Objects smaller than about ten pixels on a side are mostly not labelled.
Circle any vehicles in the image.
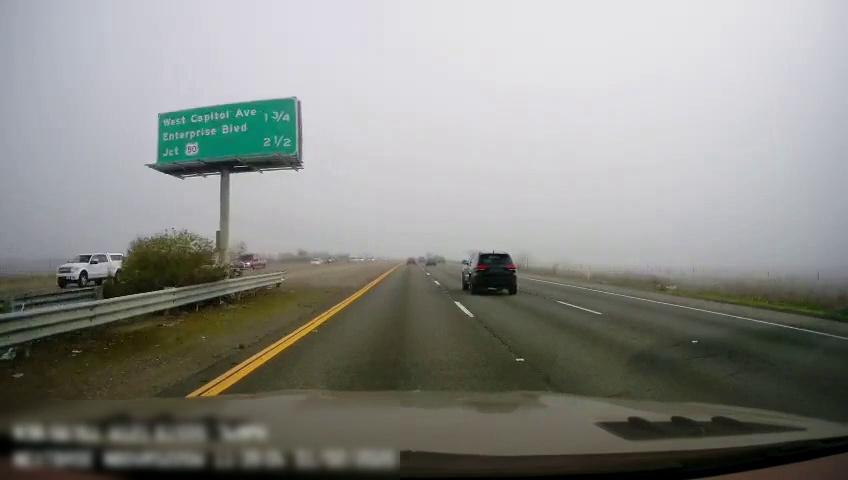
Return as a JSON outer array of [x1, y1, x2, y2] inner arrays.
[[309, 257, 324, 265], [425, 258, 437, 267], [229, 253, 269, 273], [325, 255, 338, 265], [406, 257, 417, 265], [460, 250, 519, 295], [55, 252, 126, 289]]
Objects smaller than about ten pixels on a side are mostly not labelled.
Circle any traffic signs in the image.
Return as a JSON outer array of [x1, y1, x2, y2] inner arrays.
[[155, 94, 300, 172]]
